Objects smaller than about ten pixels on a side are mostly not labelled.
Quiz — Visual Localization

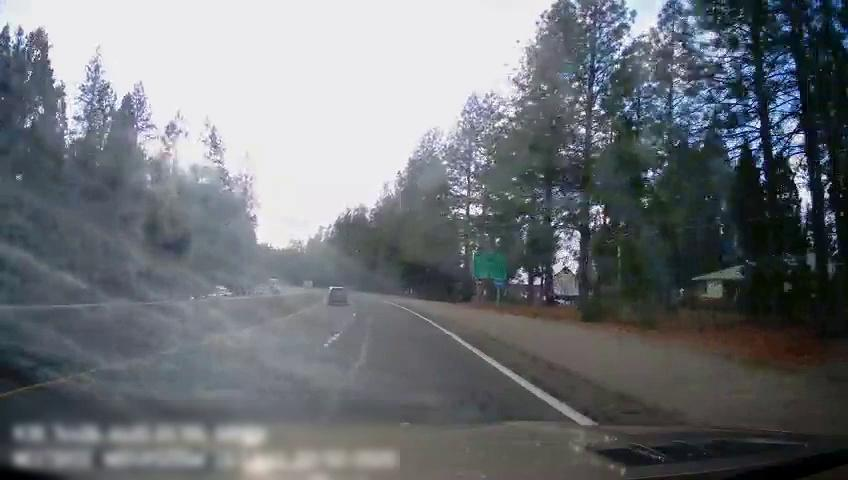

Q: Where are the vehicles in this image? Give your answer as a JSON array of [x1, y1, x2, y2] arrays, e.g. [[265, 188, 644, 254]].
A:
[[327, 286, 350, 306], [302, 279, 314, 290]]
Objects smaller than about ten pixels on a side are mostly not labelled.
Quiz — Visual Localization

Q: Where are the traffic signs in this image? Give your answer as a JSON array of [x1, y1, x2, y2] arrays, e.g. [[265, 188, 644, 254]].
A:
[[472, 251, 508, 279], [492, 279, 505, 288]]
